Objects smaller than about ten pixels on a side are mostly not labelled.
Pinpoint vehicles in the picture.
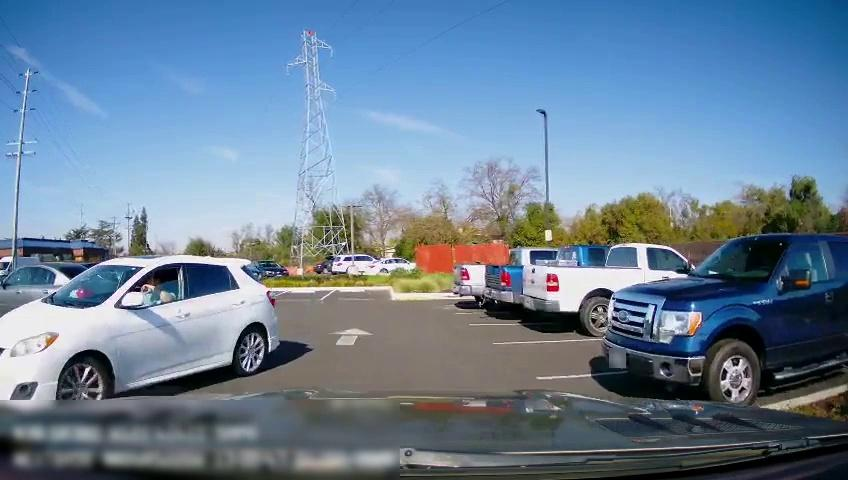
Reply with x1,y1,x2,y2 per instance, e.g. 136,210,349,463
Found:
600,232,848,407
452,247,561,308
0,262,91,319
0,256,40,280
523,244,696,337
0,255,281,411
368,257,419,275
313,258,336,275
484,246,611,305
332,254,379,274
81,263,99,269
250,261,288,281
